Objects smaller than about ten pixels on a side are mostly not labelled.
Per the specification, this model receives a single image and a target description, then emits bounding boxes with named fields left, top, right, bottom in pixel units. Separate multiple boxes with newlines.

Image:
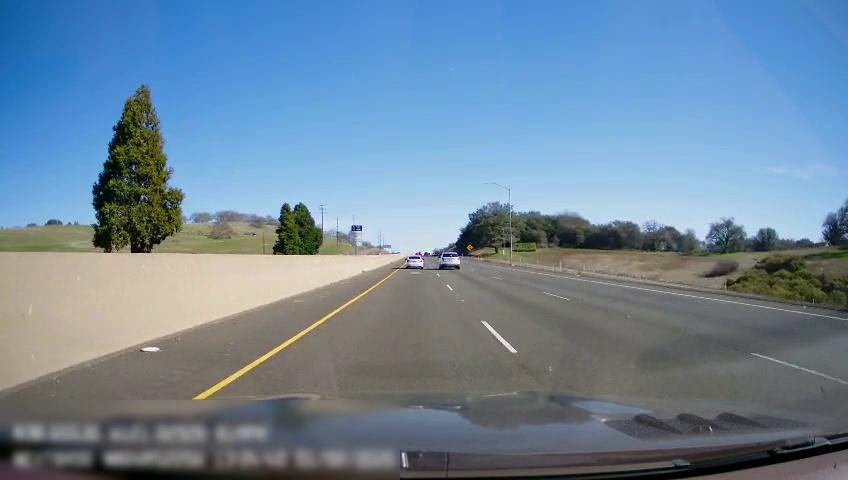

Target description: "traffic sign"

left=350, top=225, right=364, bottom=247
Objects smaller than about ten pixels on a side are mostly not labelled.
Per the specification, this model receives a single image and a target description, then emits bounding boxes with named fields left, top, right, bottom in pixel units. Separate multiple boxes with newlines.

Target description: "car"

left=405, top=256, right=424, bottom=270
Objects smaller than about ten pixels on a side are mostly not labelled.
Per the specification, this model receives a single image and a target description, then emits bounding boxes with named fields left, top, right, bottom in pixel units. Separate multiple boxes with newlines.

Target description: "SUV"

left=438, top=252, right=460, bottom=269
